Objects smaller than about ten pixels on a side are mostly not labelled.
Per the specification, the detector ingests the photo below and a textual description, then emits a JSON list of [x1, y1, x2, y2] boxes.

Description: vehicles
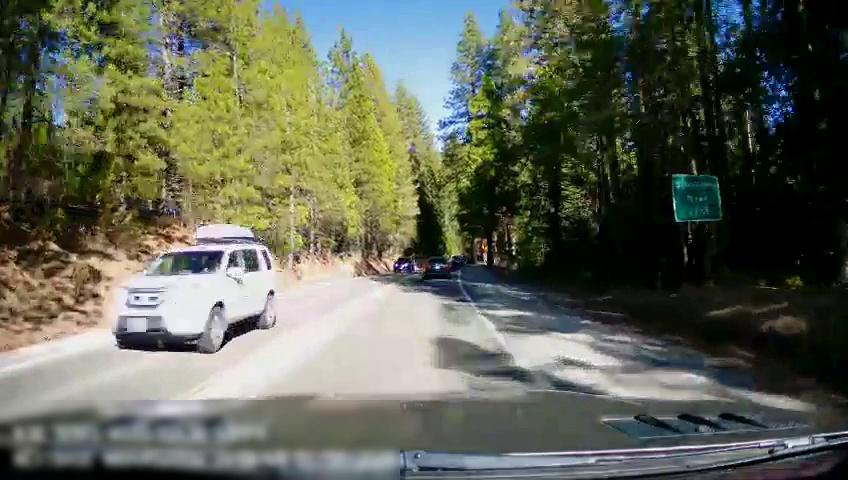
[[393, 257, 415, 273], [451, 255, 466, 267], [424, 256, 452, 278], [113, 224, 279, 355]]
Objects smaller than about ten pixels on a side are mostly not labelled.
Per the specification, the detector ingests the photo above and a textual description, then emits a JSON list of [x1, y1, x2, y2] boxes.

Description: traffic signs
[[671, 172, 723, 224]]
